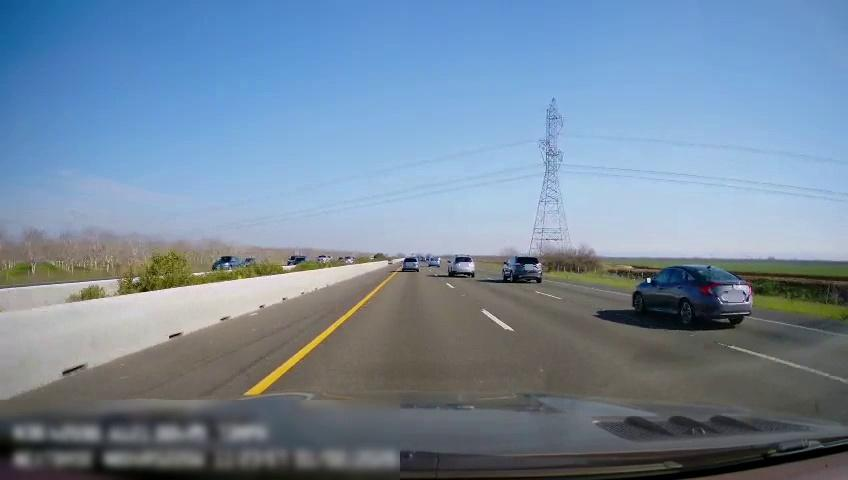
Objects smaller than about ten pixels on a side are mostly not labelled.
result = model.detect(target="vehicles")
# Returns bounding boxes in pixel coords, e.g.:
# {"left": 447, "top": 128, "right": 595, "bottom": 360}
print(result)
{"left": 632, "top": 265, "right": 754, "bottom": 329}
{"left": 402, "top": 257, "right": 420, "bottom": 272}
{"left": 502, "top": 255, "right": 544, "bottom": 283}
{"left": 291, "top": 256, "right": 310, "bottom": 266}
{"left": 287, "top": 256, "right": 297, "bottom": 266}
{"left": 212, "top": 255, "right": 242, "bottom": 271}
{"left": 447, "top": 256, "right": 475, "bottom": 278}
